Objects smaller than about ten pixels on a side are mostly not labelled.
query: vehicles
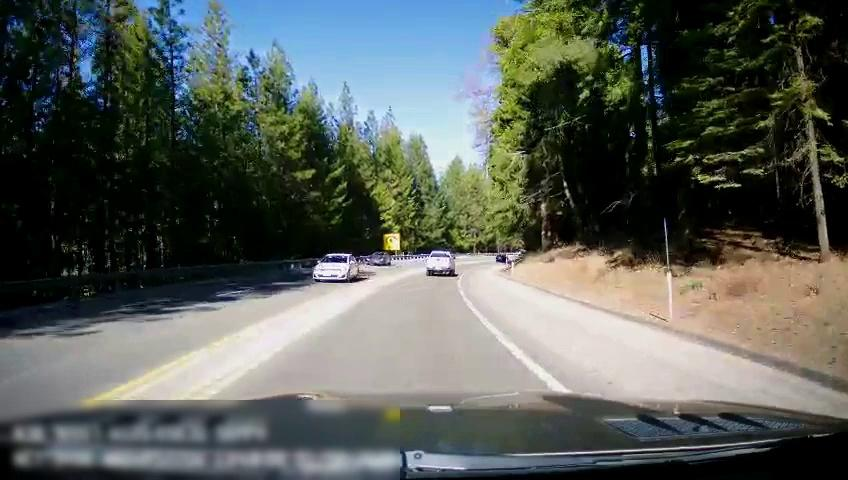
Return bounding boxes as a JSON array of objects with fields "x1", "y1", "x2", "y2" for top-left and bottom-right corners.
[
  {"x1": 367, "y1": 252, "x2": 391, "y2": 266},
  {"x1": 311, "y1": 252, "x2": 359, "y2": 283},
  {"x1": 425, "y1": 250, "x2": 456, "y2": 277},
  {"x1": 494, "y1": 254, "x2": 507, "y2": 263}
]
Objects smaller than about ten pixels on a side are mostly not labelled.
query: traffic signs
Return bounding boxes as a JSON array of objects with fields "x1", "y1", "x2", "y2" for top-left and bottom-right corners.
[{"x1": 383, "y1": 232, "x2": 400, "y2": 251}]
